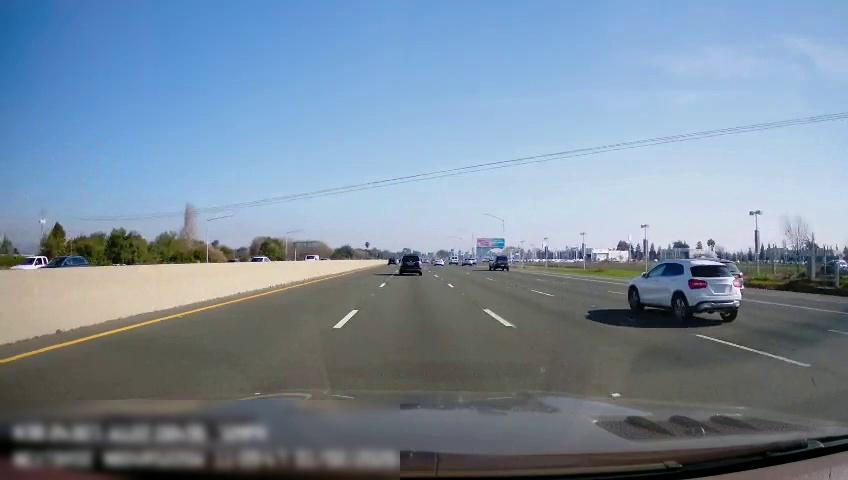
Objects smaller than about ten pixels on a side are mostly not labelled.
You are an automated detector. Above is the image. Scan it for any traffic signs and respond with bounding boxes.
[295,240,321,250]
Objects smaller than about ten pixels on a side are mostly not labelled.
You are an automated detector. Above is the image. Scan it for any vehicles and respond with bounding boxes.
[8,256,50,270]
[249,256,272,263]
[398,254,424,276]
[433,258,444,267]
[448,255,459,266]
[461,258,473,267]
[702,257,745,291]
[387,257,397,266]
[488,254,510,272]
[626,258,743,323]
[36,255,89,270]
[225,257,241,263]
[304,254,320,261]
